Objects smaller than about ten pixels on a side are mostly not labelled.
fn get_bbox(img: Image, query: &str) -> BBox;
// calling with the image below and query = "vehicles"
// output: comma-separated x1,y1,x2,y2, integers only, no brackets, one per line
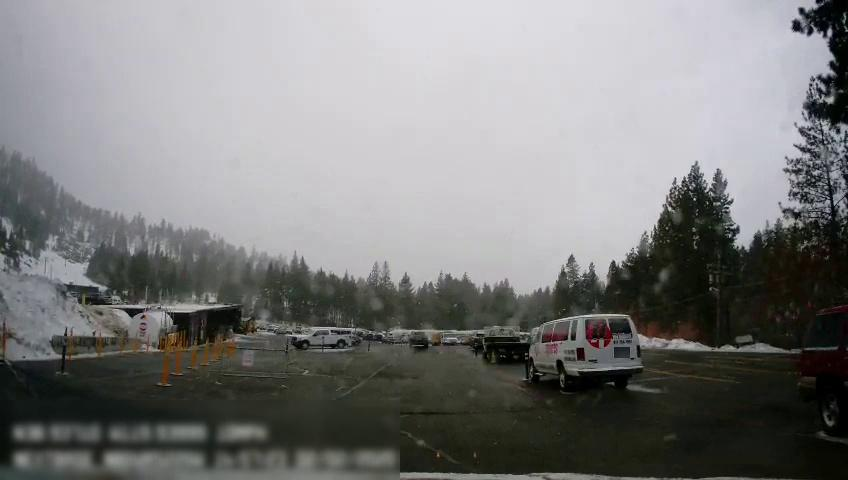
472,331,483,349
290,327,351,351
408,331,429,349
484,327,528,362
527,313,645,392
798,303,848,438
